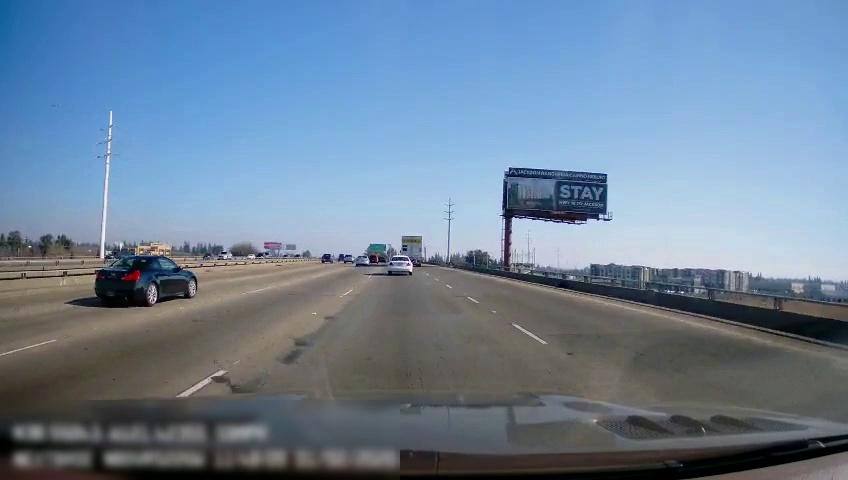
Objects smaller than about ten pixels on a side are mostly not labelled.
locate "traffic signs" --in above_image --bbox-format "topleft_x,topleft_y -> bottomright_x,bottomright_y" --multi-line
370,243 -> 389,252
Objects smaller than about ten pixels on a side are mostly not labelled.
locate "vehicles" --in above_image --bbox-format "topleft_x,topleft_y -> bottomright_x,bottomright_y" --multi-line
202,252 -> 215,261
104,248 -> 137,264
94,254 -> 199,309
386,255 -> 414,276
216,251 -> 233,261
342,253 -> 356,264
321,253 -> 337,264
354,254 -> 370,268
400,235 -> 425,268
